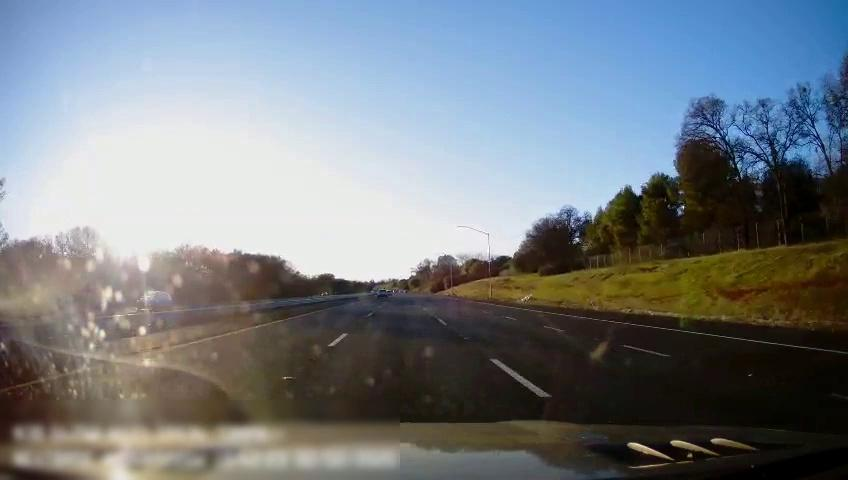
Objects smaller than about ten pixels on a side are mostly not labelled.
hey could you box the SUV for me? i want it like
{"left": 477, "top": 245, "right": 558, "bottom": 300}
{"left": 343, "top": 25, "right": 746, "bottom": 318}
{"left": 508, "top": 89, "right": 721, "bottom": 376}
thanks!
{"left": 376, "top": 288, "right": 389, "bottom": 299}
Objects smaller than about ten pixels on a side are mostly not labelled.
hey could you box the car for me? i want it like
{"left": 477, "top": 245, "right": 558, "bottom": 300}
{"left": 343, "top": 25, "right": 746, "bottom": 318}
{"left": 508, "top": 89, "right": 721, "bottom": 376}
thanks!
{"left": 135, "top": 289, "right": 173, "bottom": 313}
